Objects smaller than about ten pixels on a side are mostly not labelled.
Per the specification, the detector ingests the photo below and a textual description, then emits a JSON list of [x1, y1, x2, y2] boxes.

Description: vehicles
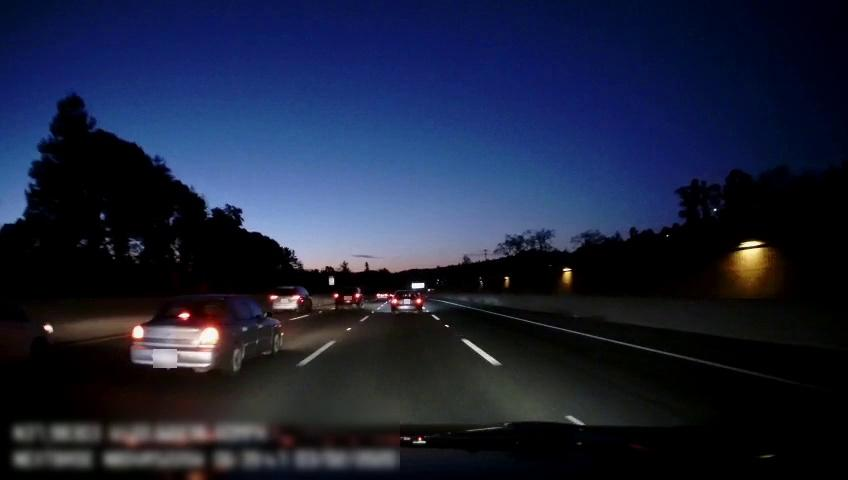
[[130, 294, 283, 379], [334, 286, 364, 312], [391, 289, 422, 313], [376, 291, 389, 301], [0, 297, 54, 366], [271, 286, 313, 315]]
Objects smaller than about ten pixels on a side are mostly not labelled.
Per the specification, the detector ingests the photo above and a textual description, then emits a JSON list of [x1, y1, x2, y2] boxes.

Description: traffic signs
[[328, 275, 335, 286], [411, 282, 425, 289]]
